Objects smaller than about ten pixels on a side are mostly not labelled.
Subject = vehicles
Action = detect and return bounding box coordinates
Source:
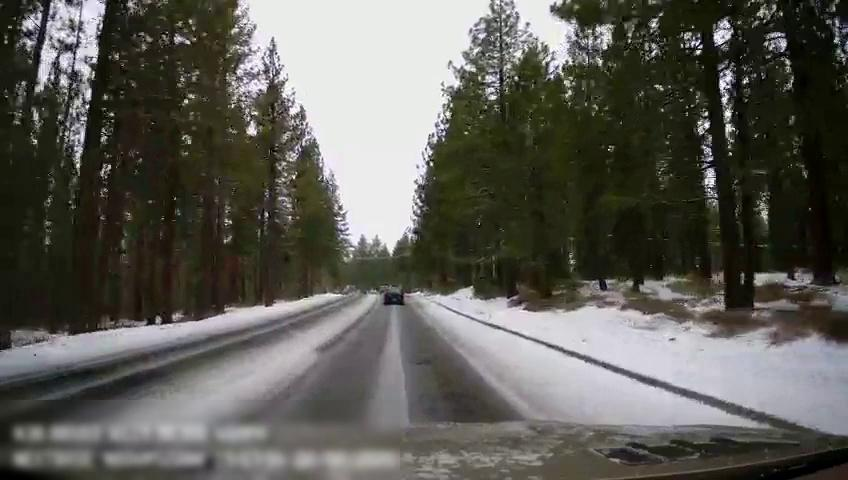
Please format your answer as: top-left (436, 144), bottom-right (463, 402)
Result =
top-left (383, 286), bottom-right (405, 306)
top-left (378, 283), bottom-right (393, 296)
